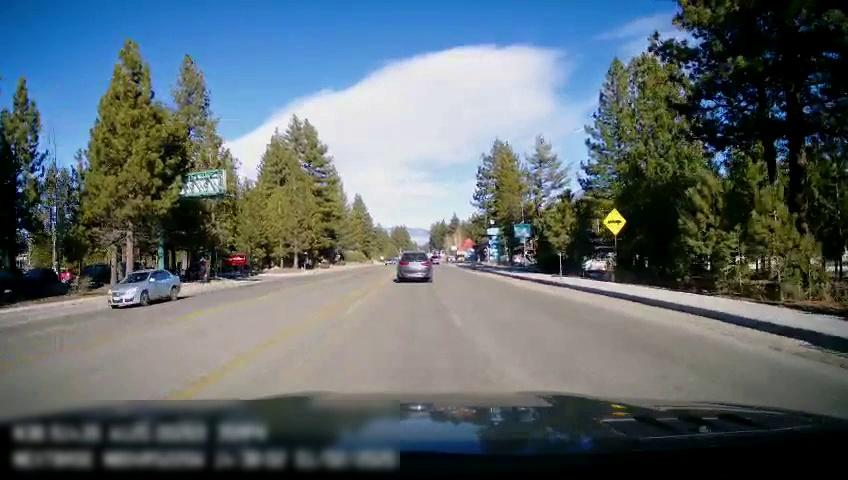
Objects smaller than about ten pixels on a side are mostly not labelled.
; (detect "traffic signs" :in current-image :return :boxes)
[604,207,628,237]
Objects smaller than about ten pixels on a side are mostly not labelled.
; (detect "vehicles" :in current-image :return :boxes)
[0,266,60,299]
[77,264,120,284]
[111,269,182,310]
[395,252,433,283]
